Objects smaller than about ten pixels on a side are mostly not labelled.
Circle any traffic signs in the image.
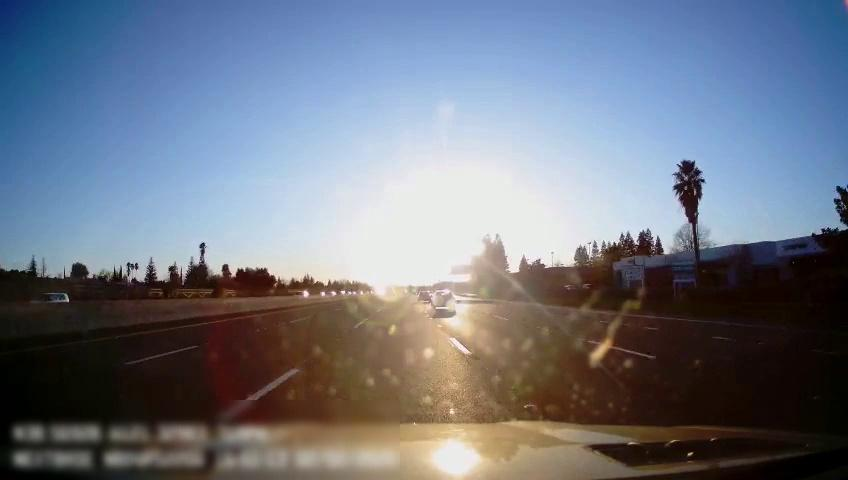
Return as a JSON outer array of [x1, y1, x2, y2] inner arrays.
[[451, 265, 472, 274]]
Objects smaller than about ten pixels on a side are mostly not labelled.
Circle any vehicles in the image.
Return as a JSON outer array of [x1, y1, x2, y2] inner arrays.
[[431, 289, 456, 310], [418, 291, 432, 303], [287, 289, 309, 298], [28, 292, 70, 304]]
